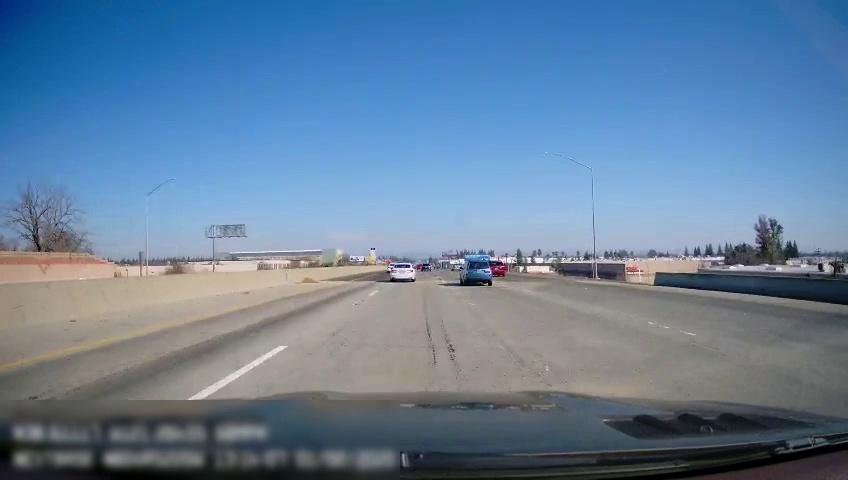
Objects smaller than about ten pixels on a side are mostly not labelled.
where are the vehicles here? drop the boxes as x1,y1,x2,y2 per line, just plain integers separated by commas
387,263,398,273
389,262,417,283
421,263,432,273
458,259,493,287
485,260,508,277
